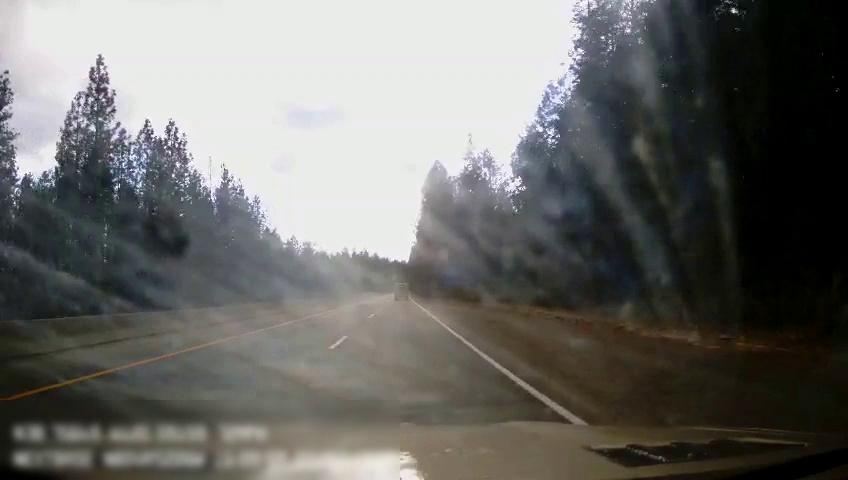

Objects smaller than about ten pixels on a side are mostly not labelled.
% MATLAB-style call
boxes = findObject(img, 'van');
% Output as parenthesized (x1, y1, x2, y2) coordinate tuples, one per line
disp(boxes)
(394, 282, 410, 301)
